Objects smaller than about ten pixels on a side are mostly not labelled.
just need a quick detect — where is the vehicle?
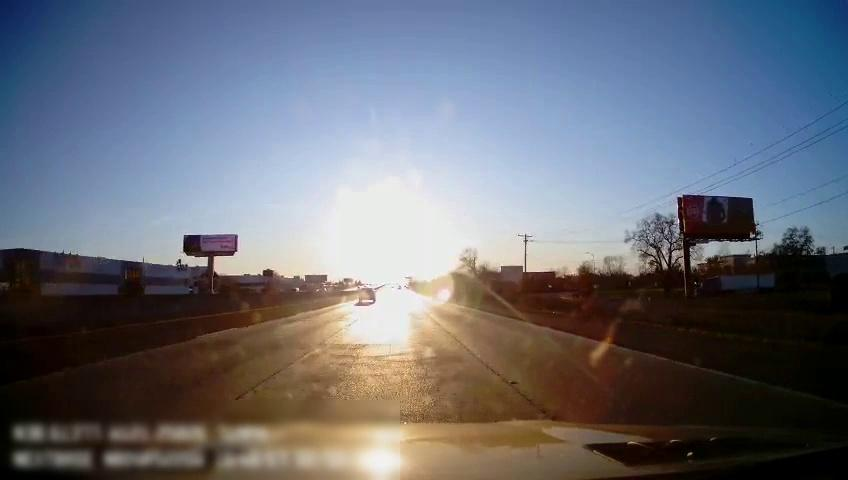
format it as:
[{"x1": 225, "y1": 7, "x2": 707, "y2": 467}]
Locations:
[{"x1": 358, "y1": 287, "x2": 376, "y2": 303}]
